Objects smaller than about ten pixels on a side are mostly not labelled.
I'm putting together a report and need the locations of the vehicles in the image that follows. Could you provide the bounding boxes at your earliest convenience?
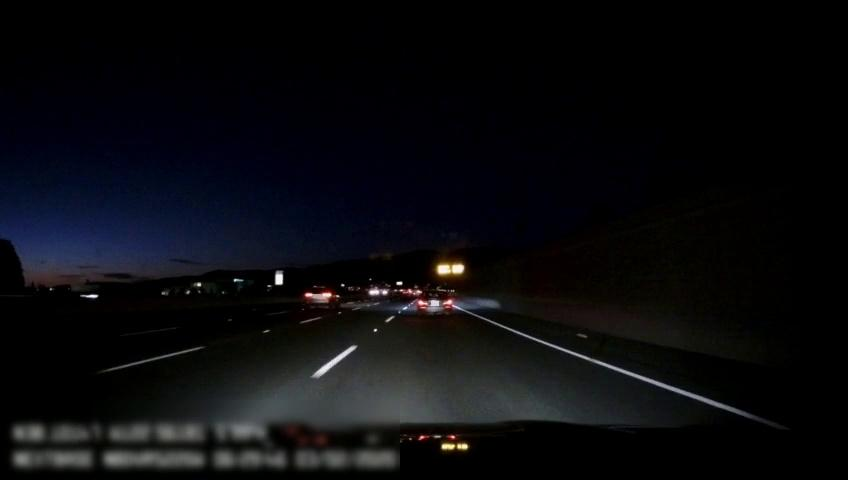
[417,289,453,318]
[184,280,216,296]
[303,282,343,312]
